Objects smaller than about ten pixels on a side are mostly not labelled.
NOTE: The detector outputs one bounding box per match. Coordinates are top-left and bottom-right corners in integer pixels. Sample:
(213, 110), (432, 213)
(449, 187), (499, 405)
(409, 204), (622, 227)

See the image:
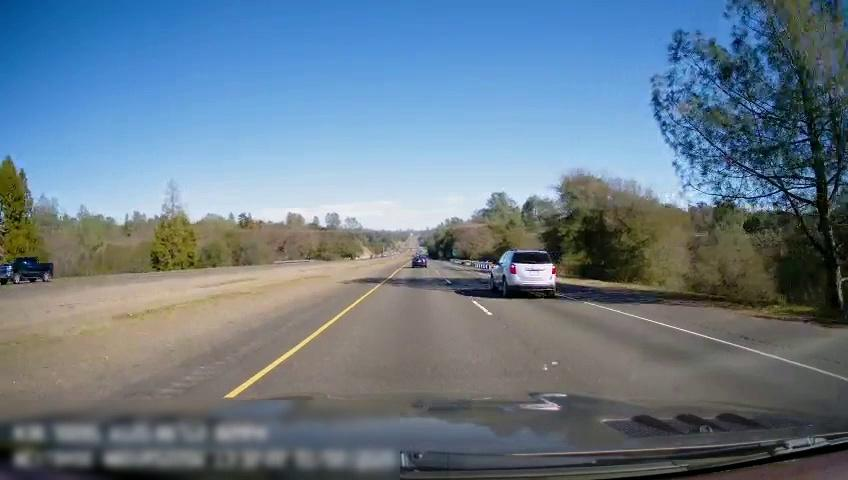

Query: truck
(0, 256), (56, 285)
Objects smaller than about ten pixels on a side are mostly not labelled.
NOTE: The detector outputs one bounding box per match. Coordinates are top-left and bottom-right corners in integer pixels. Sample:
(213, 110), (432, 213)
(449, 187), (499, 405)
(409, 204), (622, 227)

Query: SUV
(490, 249), (557, 299)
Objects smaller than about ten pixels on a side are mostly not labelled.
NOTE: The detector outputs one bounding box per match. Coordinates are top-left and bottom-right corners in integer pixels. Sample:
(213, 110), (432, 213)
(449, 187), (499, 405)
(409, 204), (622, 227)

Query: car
(412, 256), (427, 268)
